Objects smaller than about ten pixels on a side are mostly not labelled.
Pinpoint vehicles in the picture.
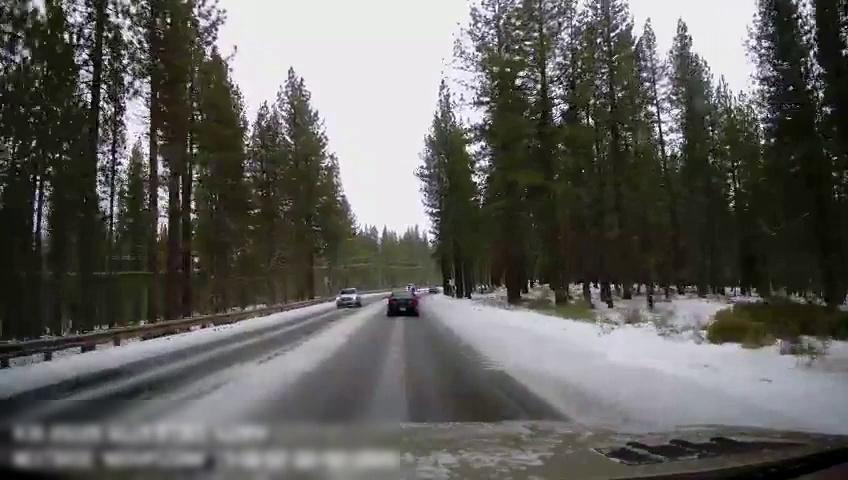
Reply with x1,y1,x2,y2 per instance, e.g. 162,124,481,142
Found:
387,290,419,316
404,283,416,292
428,286,440,295
335,287,362,309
